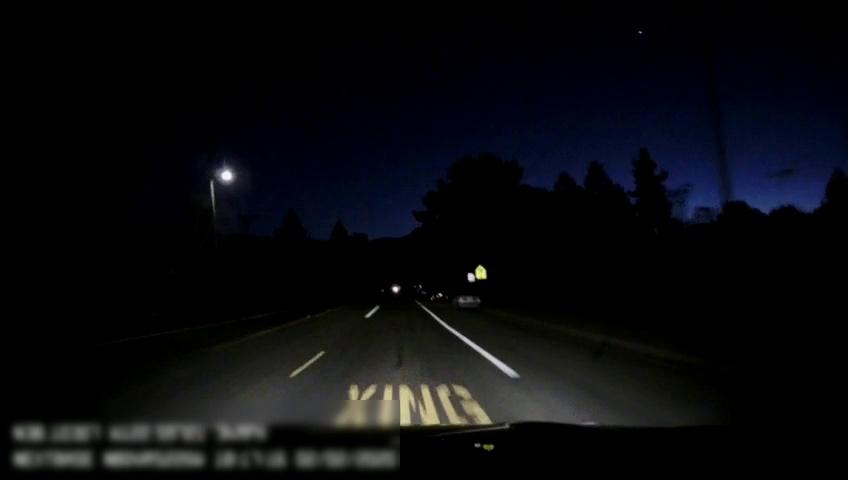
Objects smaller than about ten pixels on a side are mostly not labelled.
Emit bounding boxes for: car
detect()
[451,289,482,312]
